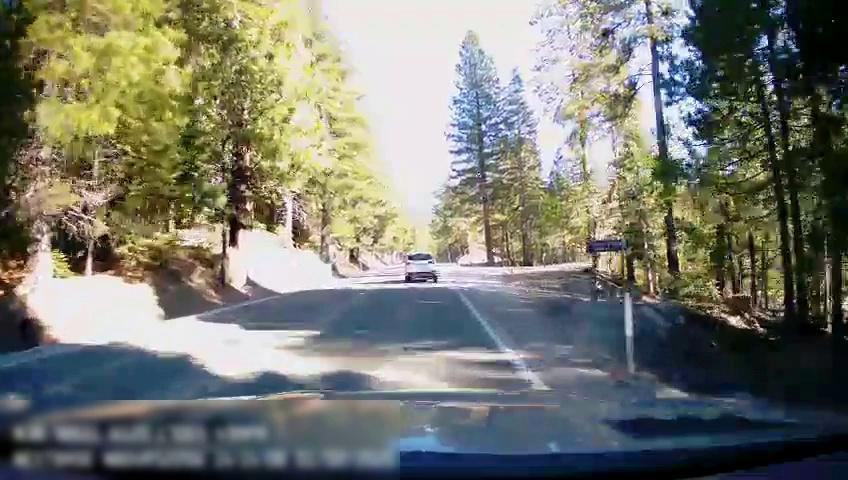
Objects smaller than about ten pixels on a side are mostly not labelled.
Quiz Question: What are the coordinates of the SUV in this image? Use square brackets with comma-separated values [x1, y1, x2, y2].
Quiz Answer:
[404, 252, 439, 284]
